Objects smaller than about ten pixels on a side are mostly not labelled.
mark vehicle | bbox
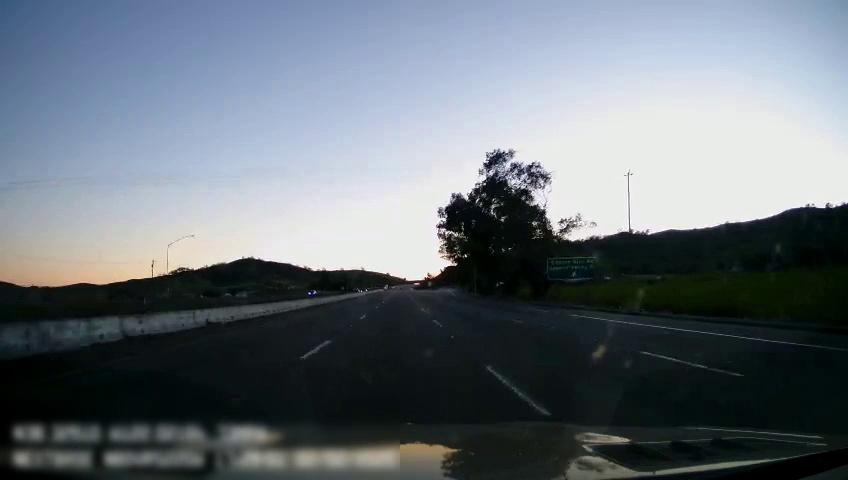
[308,290,319,297]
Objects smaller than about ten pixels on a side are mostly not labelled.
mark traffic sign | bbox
[548,256,597,282]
